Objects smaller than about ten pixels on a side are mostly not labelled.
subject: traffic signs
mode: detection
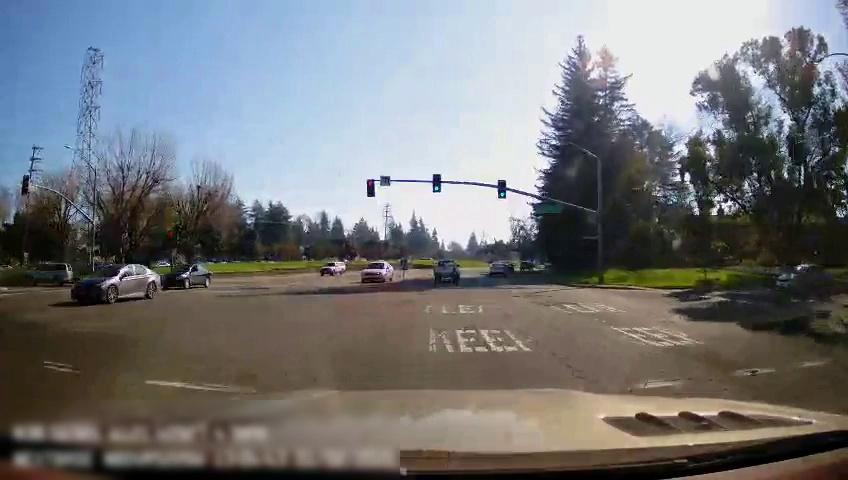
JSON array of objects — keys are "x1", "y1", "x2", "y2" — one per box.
[
  {"x1": 533, "y1": 203, "x2": 559, "y2": 217},
  {"x1": 379, "y1": 174, "x2": 391, "y2": 187},
  {"x1": 398, "y1": 253, "x2": 411, "y2": 272}
]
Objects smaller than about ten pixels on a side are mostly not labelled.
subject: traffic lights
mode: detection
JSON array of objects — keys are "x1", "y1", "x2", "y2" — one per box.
[
  {"x1": 365, "y1": 179, "x2": 376, "y2": 198},
  {"x1": 432, "y1": 172, "x2": 443, "y2": 195},
  {"x1": 496, "y1": 179, "x2": 508, "y2": 200},
  {"x1": 21, "y1": 172, "x2": 33, "y2": 196}
]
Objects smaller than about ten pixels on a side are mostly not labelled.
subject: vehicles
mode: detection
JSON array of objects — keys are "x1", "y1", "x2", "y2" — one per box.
[
  {"x1": 71, "y1": 263, "x2": 161, "y2": 305},
  {"x1": 361, "y1": 261, "x2": 394, "y2": 283},
  {"x1": 160, "y1": 262, "x2": 210, "y2": 291},
  {"x1": 518, "y1": 260, "x2": 530, "y2": 271},
  {"x1": 488, "y1": 259, "x2": 506, "y2": 275},
  {"x1": 21, "y1": 263, "x2": 74, "y2": 288},
  {"x1": 505, "y1": 260, "x2": 516, "y2": 273},
  {"x1": 432, "y1": 258, "x2": 461, "y2": 283},
  {"x1": 775, "y1": 262, "x2": 825, "y2": 289},
  {"x1": 320, "y1": 261, "x2": 346, "y2": 277}
]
